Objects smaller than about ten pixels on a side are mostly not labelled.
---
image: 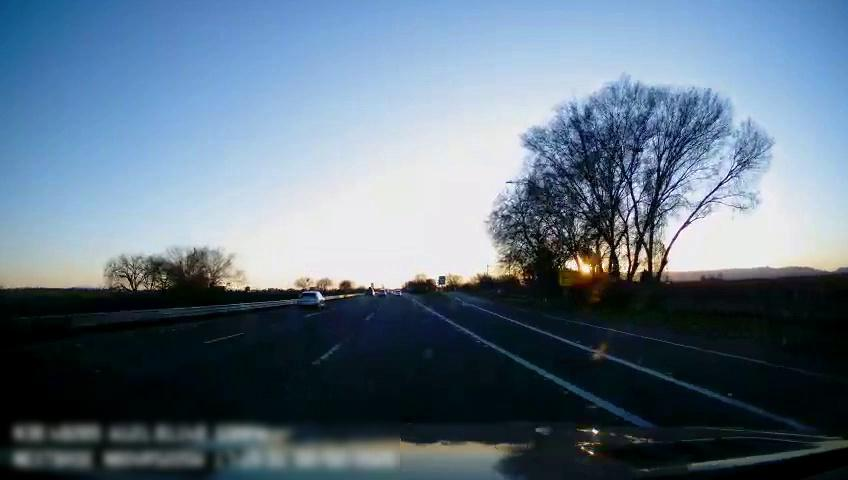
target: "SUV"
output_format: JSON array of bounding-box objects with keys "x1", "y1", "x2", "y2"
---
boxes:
[{"x1": 297, "y1": 290, "x2": 326, "y2": 309}]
